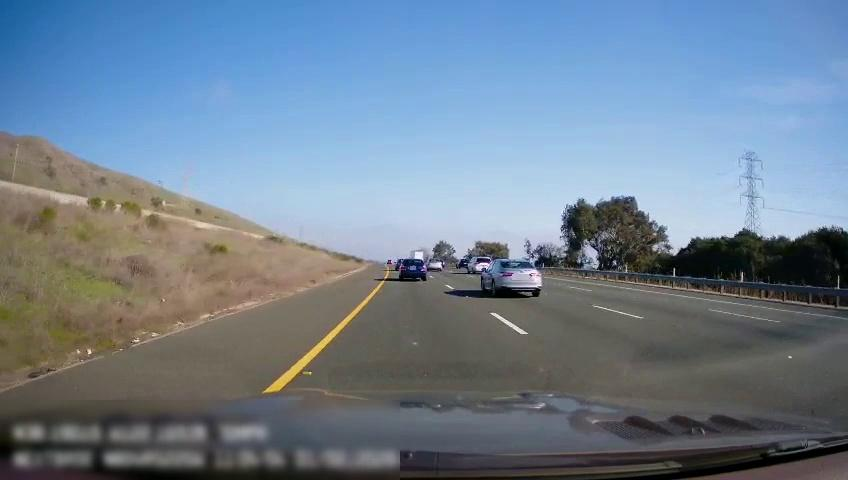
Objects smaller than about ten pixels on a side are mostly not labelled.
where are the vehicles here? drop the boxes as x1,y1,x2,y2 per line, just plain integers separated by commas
395,259,404,271
467,256,492,274
479,258,543,298
456,259,471,269
426,259,443,272
399,259,427,282
408,250,424,260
